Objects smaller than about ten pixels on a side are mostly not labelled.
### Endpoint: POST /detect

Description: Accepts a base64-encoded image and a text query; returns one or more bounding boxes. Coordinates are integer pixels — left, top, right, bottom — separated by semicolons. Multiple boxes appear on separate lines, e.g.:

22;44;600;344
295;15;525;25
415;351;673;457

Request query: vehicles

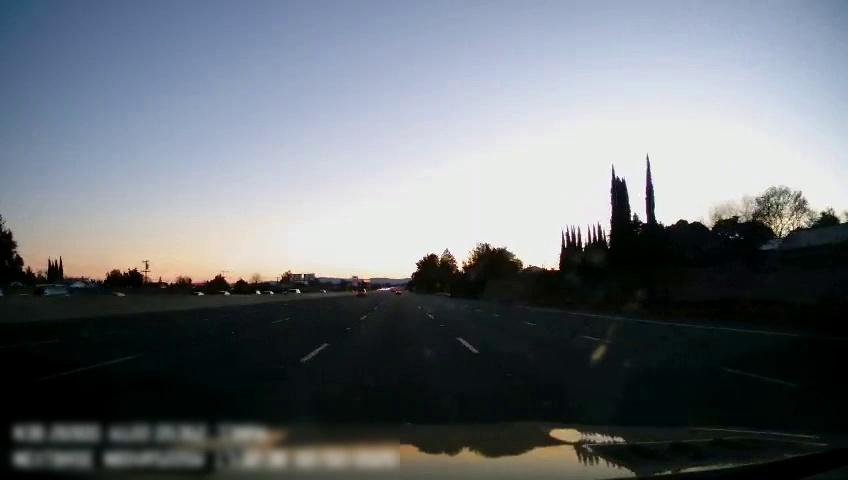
356;288;367;297
190;292;204;297
248;290;261;296
260;291;274;296
108;293;126;298
214;291;230;297
285;289;301;295
19;284;71;298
